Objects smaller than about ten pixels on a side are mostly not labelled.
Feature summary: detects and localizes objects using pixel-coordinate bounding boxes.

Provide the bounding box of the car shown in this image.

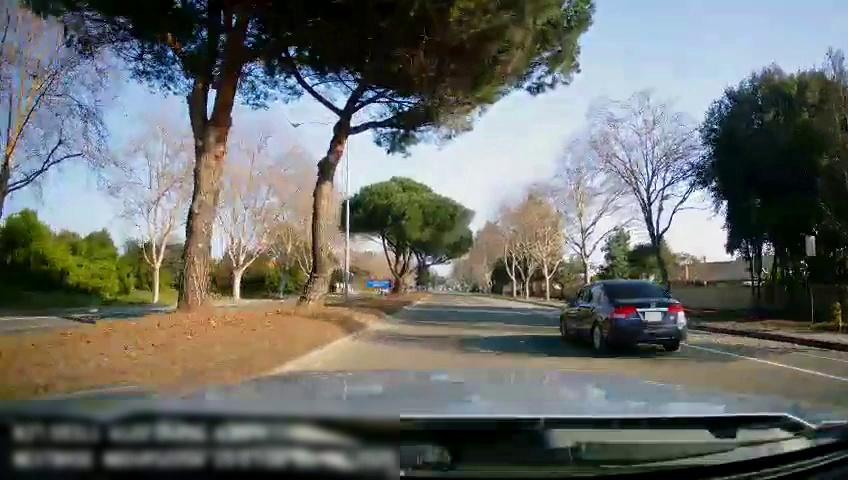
[558,279,688,355]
